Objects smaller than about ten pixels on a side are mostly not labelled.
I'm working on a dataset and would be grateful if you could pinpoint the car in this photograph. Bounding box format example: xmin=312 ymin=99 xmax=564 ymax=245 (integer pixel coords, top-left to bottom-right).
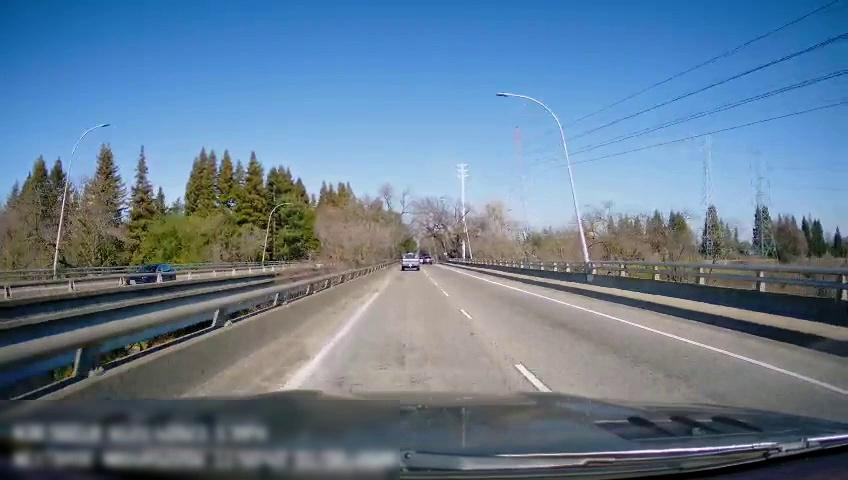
xmin=126 ymin=263 xmax=177 ymax=286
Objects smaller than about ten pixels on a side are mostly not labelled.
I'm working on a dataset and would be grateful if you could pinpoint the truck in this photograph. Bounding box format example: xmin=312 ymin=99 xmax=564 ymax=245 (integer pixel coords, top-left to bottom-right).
xmin=401 ymin=253 xmax=420 ymax=272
